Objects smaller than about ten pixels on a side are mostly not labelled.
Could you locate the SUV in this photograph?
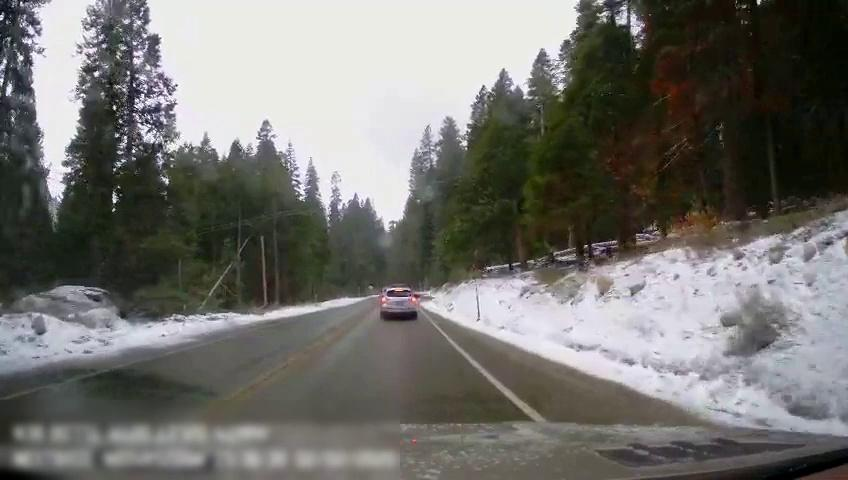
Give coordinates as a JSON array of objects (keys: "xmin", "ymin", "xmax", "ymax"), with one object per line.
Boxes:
[{"xmin": 378, "ymin": 286, "xmax": 419, "ymax": 321}]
